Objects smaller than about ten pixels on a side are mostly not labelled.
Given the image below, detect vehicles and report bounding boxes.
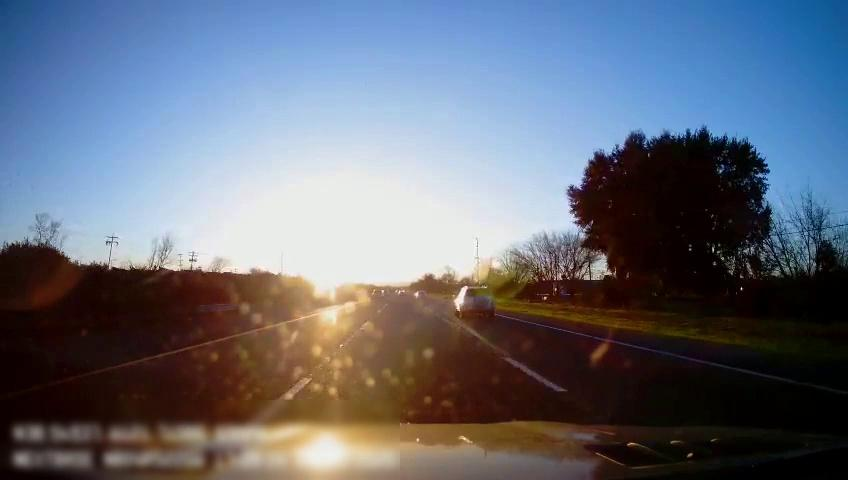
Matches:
[370,289,385,300]
[453,286,495,320]
[411,290,423,299]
